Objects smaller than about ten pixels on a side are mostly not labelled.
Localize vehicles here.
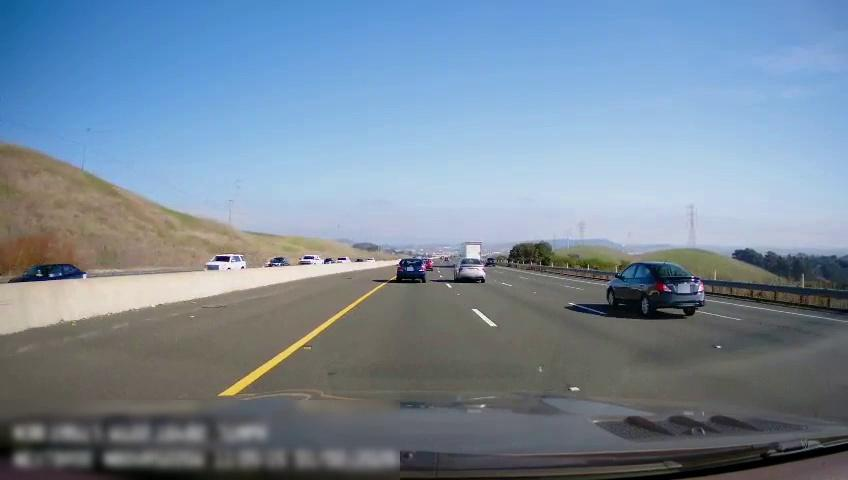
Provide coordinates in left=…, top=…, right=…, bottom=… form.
left=264, top=257, right=291, bottom=268
left=396, top=258, right=426, bottom=282
left=484, top=257, right=497, bottom=267
left=606, top=261, right=706, bottom=318
left=421, top=258, right=434, bottom=271
left=453, top=259, right=486, bottom=284
left=204, top=254, right=247, bottom=272
left=461, top=241, right=483, bottom=261
left=7, top=263, right=89, bottom=285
